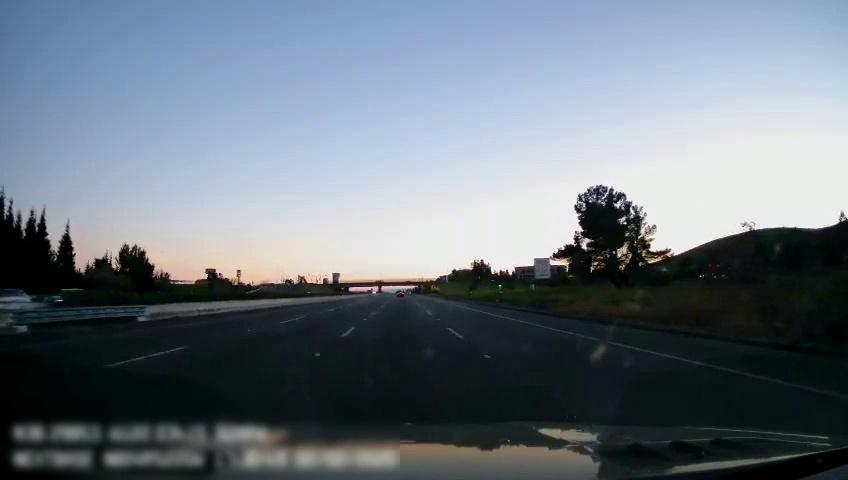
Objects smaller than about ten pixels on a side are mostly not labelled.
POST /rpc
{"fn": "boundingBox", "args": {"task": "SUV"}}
[0,288,33,311]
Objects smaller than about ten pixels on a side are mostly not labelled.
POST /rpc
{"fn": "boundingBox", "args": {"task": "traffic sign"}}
[534,257,552,279]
